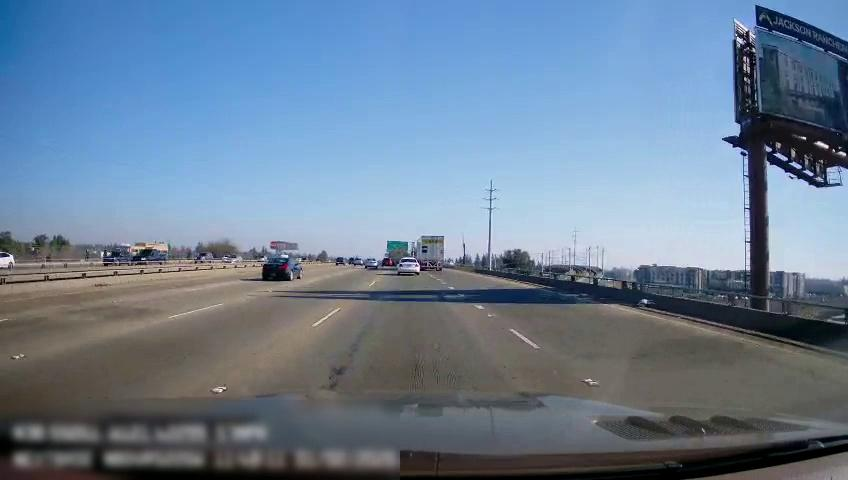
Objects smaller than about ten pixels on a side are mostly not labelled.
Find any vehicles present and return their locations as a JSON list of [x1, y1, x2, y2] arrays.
[[364, 257, 379, 270], [0, 252, 15, 270], [194, 252, 214, 264], [102, 251, 133, 267], [396, 257, 421, 276], [131, 249, 168, 266], [414, 234, 445, 272], [261, 256, 304, 283], [222, 254, 244, 265]]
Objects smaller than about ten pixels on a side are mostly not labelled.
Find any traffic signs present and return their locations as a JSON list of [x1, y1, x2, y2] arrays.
[[387, 241, 408, 253]]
